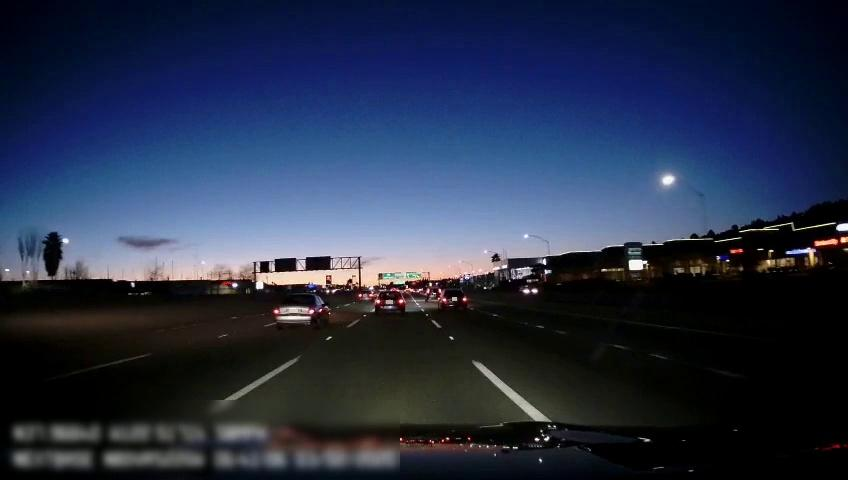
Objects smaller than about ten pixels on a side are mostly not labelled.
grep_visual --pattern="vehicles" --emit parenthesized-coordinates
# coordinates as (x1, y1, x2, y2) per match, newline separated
(358, 290, 375, 304)
(518, 285, 538, 295)
(273, 293, 331, 329)
(437, 289, 467, 311)
(375, 291, 406, 315)
(424, 287, 442, 302)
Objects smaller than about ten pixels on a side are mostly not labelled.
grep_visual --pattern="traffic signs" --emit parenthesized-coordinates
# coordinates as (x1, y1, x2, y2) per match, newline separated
(396, 272, 407, 279)
(407, 272, 421, 278)
(382, 272, 396, 279)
